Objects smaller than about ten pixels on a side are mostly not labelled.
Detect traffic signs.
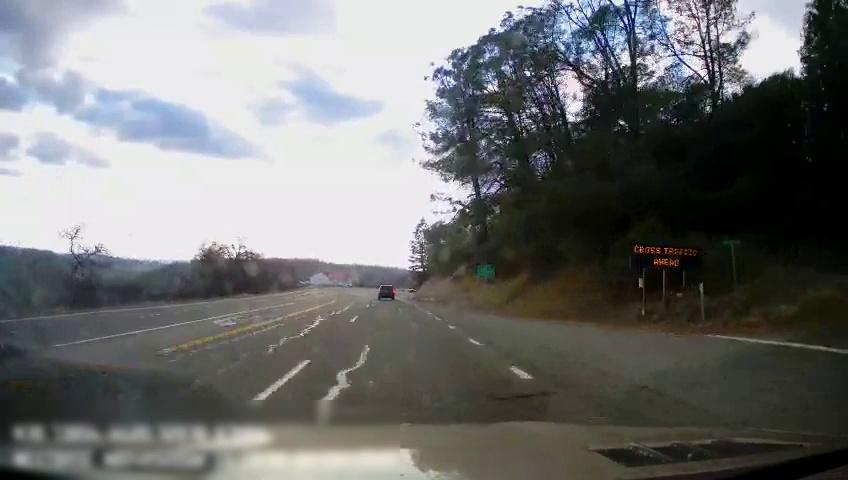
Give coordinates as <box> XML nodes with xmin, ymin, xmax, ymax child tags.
<box><xmin>632</xmin><ymin>244</ymin><xmax>698</xmax><ymax>267</ymax></box>
<box><xmin>473</xmin><ymin>264</ymin><xmax>495</xmax><ymax>281</ymax></box>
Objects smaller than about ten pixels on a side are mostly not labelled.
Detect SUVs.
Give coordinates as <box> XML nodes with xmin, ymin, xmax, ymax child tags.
<box><xmin>377</xmin><ymin>285</ymin><xmax>395</xmax><ymax>301</ymax></box>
